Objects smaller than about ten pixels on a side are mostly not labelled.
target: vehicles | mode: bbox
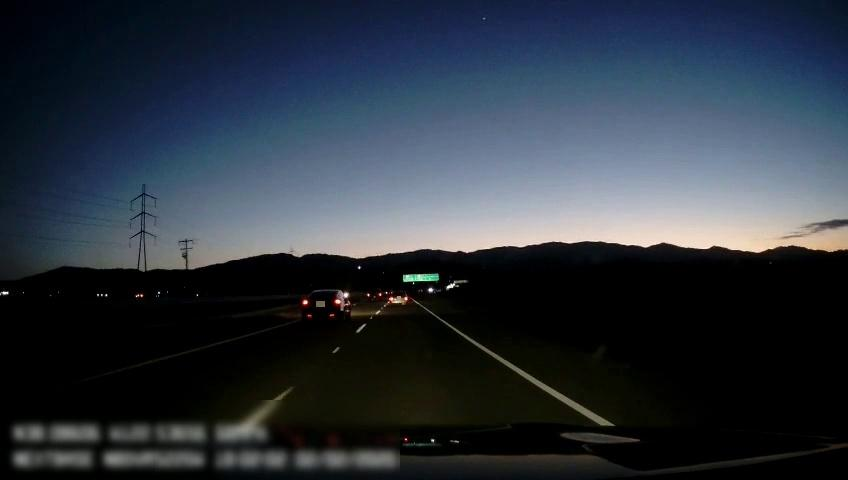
[367,288,385,303]
[389,291,408,305]
[300,289,353,327]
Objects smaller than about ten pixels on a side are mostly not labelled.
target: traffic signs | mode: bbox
[403,273,439,282]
